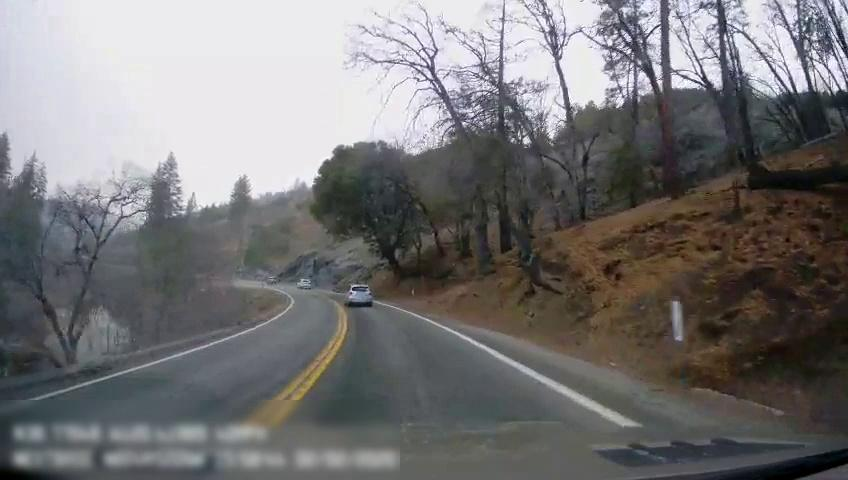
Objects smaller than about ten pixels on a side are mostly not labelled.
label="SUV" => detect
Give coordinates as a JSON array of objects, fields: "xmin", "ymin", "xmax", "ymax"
[{"xmin": 296, "ymin": 278, "xmax": 311, "ymax": 290}]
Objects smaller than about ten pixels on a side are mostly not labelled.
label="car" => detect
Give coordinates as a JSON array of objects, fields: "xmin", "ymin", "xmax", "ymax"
[{"xmin": 344, "ymin": 284, "xmax": 373, "ymax": 307}]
